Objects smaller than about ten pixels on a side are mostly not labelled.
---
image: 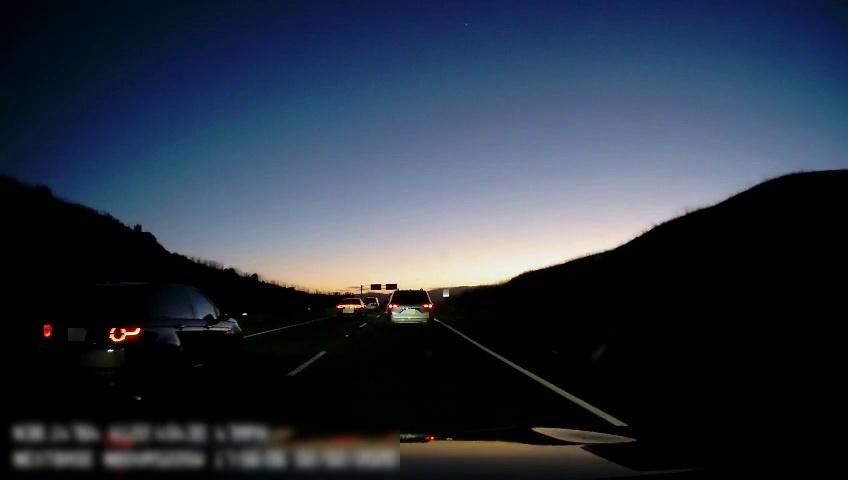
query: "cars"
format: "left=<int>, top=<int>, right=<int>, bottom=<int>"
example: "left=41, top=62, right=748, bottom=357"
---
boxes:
left=336, top=298, right=368, bottom=319
left=362, top=296, right=380, bottom=312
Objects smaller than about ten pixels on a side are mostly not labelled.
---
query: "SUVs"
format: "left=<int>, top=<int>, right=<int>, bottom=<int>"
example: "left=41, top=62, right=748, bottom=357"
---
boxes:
left=384, top=288, right=435, bottom=332
left=37, top=280, right=245, bottom=394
